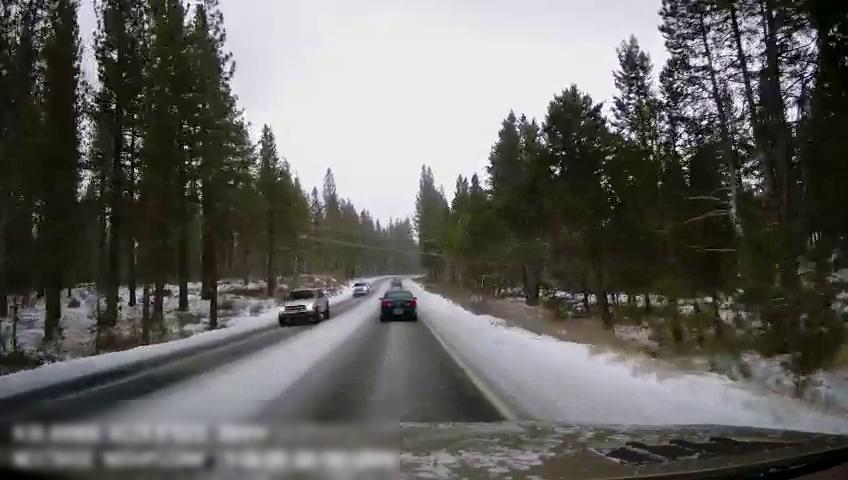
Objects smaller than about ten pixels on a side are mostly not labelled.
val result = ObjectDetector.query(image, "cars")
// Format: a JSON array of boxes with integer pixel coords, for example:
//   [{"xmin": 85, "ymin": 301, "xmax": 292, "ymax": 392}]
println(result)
[{"xmin": 377, "ymin": 288, "xmax": 419, "ymax": 321}]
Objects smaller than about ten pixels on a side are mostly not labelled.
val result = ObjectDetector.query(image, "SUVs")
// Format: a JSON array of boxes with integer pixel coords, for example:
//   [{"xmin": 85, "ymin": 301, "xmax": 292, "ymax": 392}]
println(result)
[
  {"xmin": 351, "ymin": 280, "xmax": 371, "ymax": 296},
  {"xmin": 277, "ymin": 286, "xmax": 332, "ymax": 327}
]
